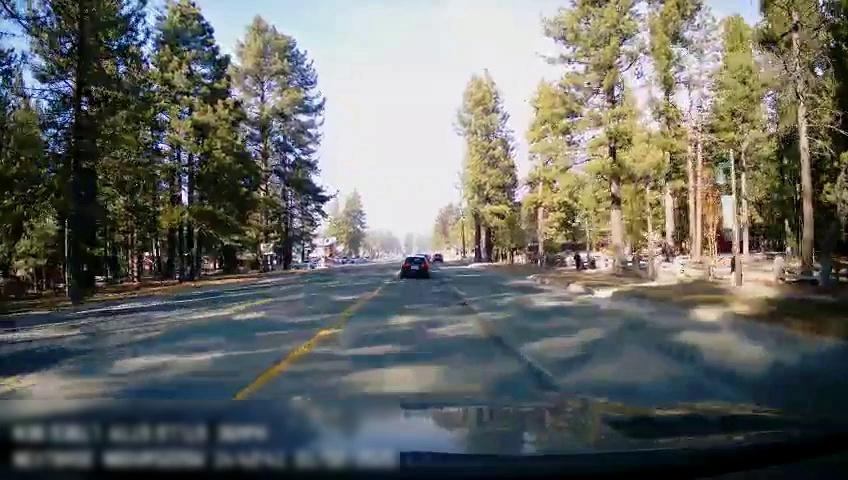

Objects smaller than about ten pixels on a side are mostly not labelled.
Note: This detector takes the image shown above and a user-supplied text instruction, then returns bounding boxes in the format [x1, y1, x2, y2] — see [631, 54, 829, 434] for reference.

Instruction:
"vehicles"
[401, 255, 430, 279]
[432, 254, 443, 263]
